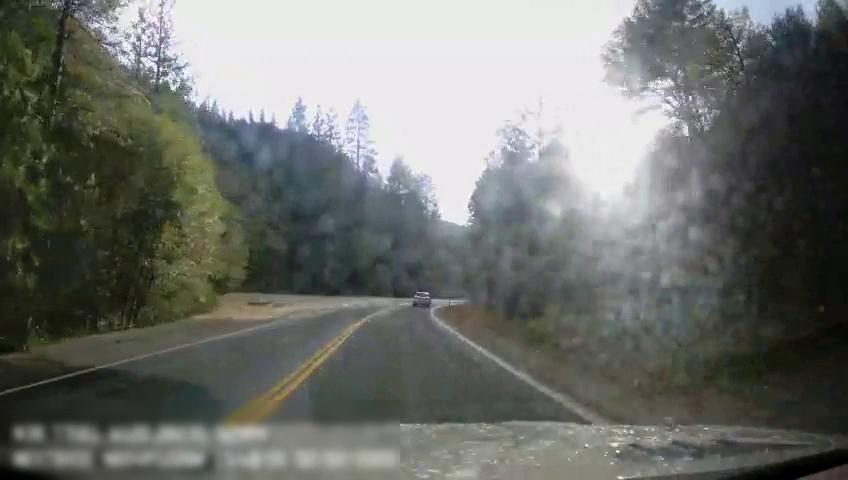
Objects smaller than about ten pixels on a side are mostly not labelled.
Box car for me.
[412,291,431,308]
